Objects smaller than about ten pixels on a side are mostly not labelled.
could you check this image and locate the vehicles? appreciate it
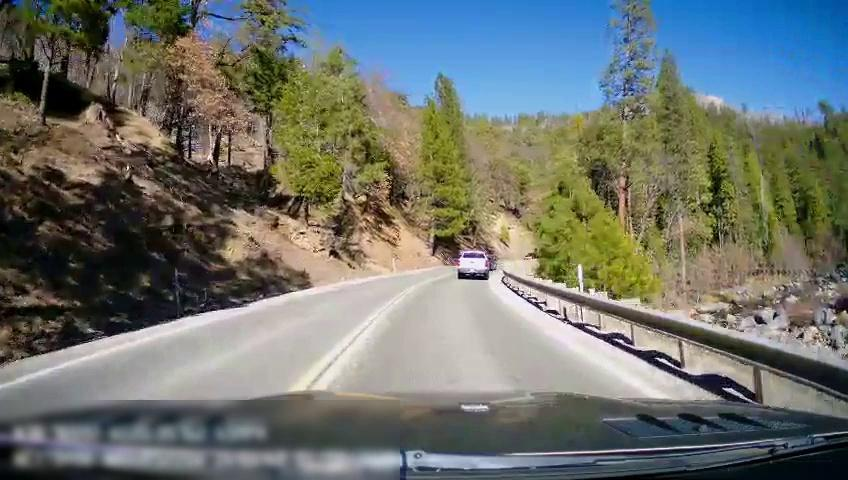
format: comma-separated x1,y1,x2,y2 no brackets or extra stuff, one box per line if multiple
488,256,497,265
457,250,489,279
